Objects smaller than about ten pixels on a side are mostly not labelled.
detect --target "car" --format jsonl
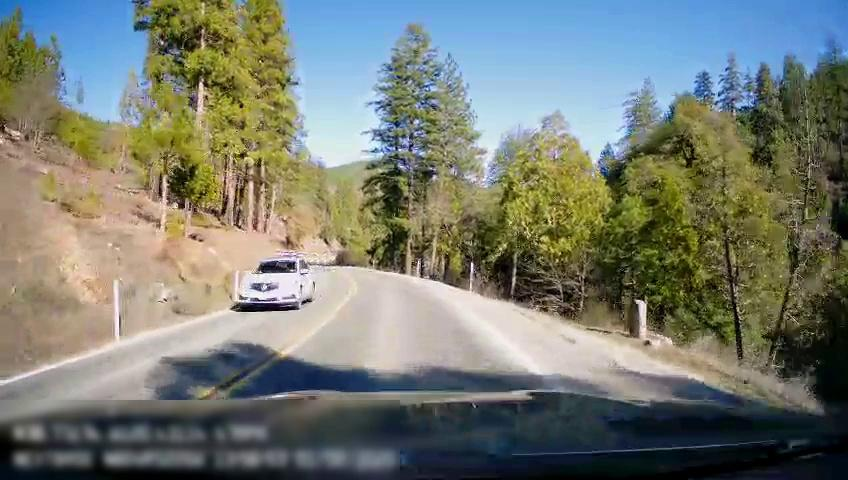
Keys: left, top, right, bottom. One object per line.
{"left": 237, "top": 257, "right": 316, "bottom": 311}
